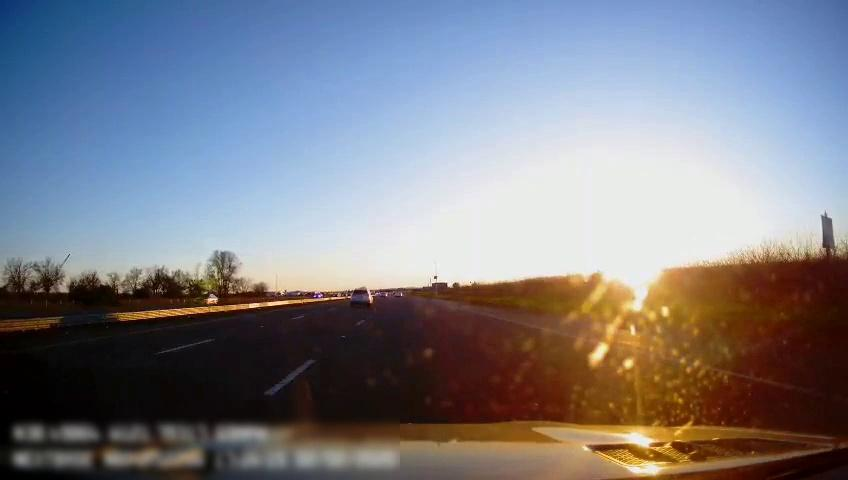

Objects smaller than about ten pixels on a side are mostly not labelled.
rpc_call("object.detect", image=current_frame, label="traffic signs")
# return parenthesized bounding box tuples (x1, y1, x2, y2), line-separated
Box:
(818, 213, 836, 251)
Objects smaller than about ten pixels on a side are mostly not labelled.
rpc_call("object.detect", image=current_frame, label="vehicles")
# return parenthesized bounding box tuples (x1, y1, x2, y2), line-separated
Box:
(349, 289, 373, 309)
(311, 292, 324, 299)
(194, 293, 218, 308)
